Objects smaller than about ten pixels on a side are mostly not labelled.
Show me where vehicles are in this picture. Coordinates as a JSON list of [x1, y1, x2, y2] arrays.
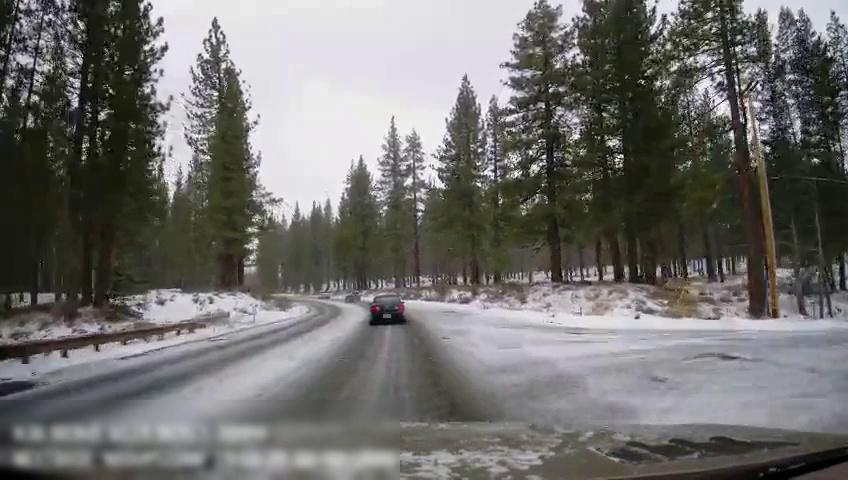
[[343, 290, 360, 303], [317, 290, 330, 300], [367, 294, 406, 323]]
